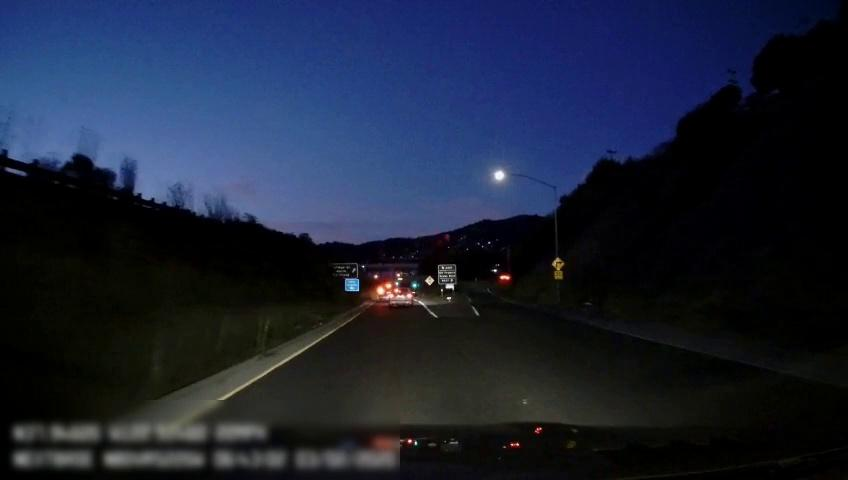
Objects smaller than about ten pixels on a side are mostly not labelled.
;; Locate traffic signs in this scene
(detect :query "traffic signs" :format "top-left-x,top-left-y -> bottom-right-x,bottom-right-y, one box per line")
345,278 -> 359,292
552,257 -> 565,270
553,270 -> 564,280
332,262 -> 359,278
424,276 -> 435,286
438,263 -> 457,284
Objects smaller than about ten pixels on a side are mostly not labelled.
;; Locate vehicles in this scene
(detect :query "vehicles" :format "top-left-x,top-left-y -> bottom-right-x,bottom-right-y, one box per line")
388,286 -> 413,308
376,281 -> 393,300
